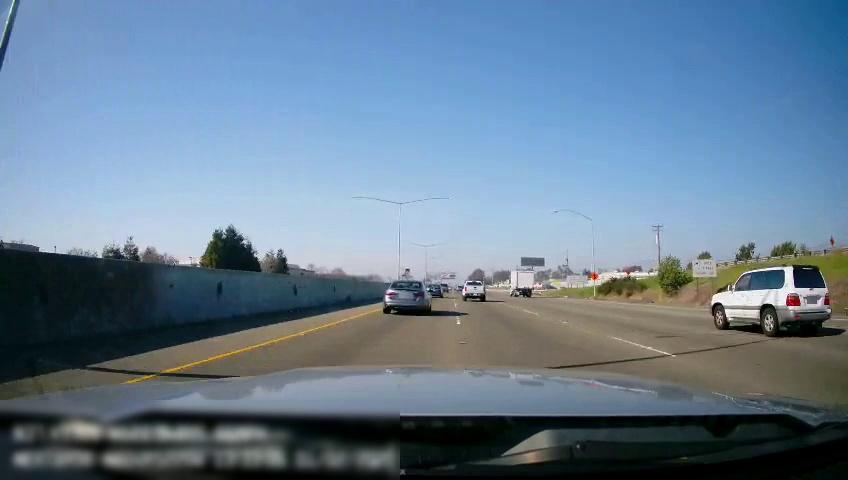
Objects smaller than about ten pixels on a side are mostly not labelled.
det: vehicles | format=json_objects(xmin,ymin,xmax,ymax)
[
  {"xmin": 427, "ymin": 283, "xmax": 444, "ymax": 299},
  {"xmin": 509, "ymin": 270, "xmax": 535, "ymax": 296},
  {"xmin": 711, "ymin": 266, "xmax": 832, "ymax": 337},
  {"xmin": 382, "ymin": 279, "xmax": 433, "ymax": 315},
  {"xmin": 462, "ymin": 280, "xmax": 486, "ymax": 301}
]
